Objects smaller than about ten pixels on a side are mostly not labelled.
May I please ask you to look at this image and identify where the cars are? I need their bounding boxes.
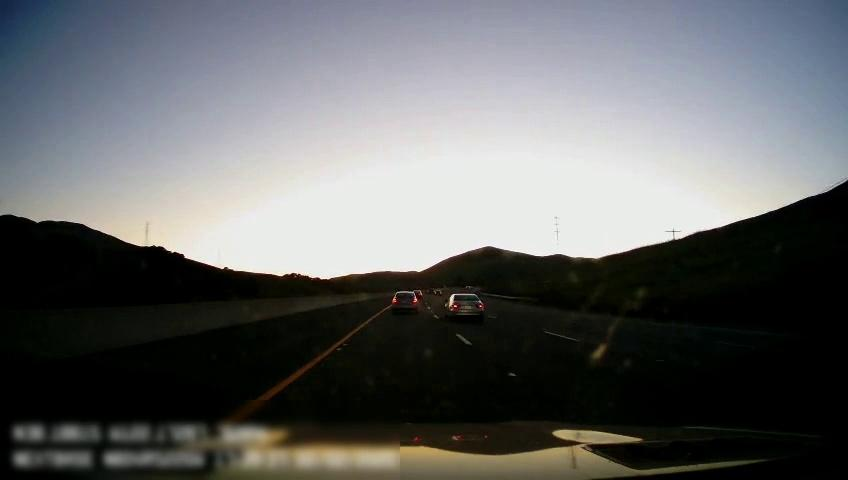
[444,293,483,320]
[392,291,418,313]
